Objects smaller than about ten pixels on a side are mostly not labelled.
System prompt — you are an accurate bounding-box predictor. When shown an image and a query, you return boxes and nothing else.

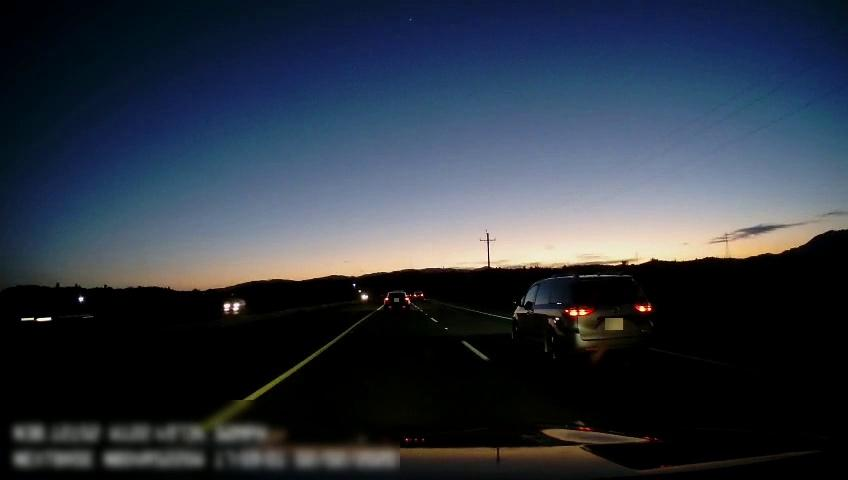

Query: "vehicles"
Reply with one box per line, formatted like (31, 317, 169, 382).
(17, 302, 96, 339)
(383, 291, 410, 311)
(222, 297, 247, 314)
(412, 290, 425, 301)
(511, 274, 658, 369)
